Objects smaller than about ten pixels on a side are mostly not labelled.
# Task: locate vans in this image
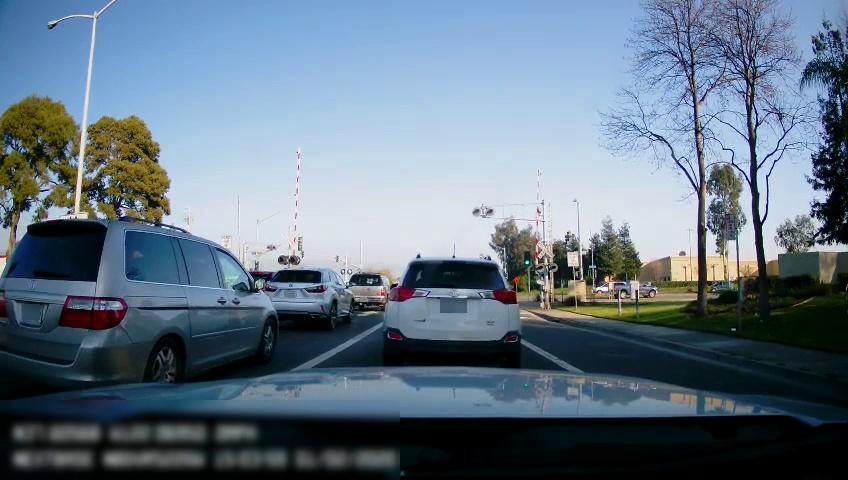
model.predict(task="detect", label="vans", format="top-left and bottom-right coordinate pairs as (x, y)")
top-left (0, 216), bottom-right (281, 392)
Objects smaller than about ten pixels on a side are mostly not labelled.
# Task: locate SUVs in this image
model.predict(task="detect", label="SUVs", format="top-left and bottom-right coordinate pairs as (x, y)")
top-left (380, 252), bottom-right (523, 363)
top-left (347, 272), bottom-right (394, 310)
top-left (263, 266), bottom-right (356, 330)
top-left (593, 281), bottom-right (625, 295)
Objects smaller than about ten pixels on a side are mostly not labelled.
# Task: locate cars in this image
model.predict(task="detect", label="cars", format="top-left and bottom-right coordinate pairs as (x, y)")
top-left (711, 281), bottom-right (738, 295)
top-left (616, 281), bottom-right (658, 300)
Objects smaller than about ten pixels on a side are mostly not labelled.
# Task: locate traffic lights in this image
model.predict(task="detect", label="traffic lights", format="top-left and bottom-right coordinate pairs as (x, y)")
top-left (524, 251), bottom-right (531, 265)
top-left (288, 255), bottom-right (300, 266)
top-left (296, 237), bottom-right (304, 252)
top-left (277, 255), bottom-right (288, 266)
top-left (563, 230), bottom-right (570, 245)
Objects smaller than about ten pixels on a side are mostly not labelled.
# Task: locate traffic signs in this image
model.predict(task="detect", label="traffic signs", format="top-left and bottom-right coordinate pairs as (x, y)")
top-left (70, 211), bottom-right (89, 220)
top-left (536, 240), bottom-right (555, 260)
top-left (567, 251), bottom-right (579, 267)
